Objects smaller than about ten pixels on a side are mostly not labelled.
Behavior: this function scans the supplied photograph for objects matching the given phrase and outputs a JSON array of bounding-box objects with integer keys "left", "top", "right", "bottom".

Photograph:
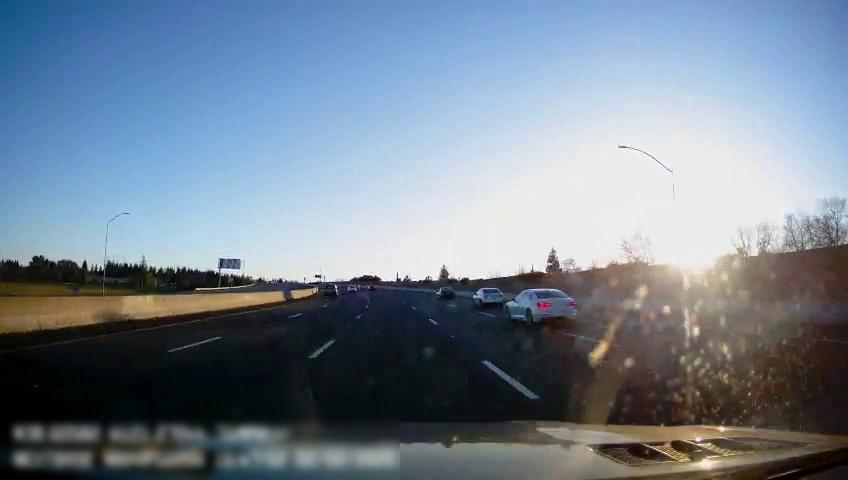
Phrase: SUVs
[{"left": 323, "top": 285, "right": 338, "bottom": 298}]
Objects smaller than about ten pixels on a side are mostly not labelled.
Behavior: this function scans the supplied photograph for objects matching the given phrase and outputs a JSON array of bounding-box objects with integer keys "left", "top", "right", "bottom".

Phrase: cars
[
  {"left": 436, "top": 286, "right": 455, "bottom": 299},
  {"left": 472, "top": 288, "right": 504, "bottom": 309},
  {"left": 505, "top": 288, "right": 577, "bottom": 328}
]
